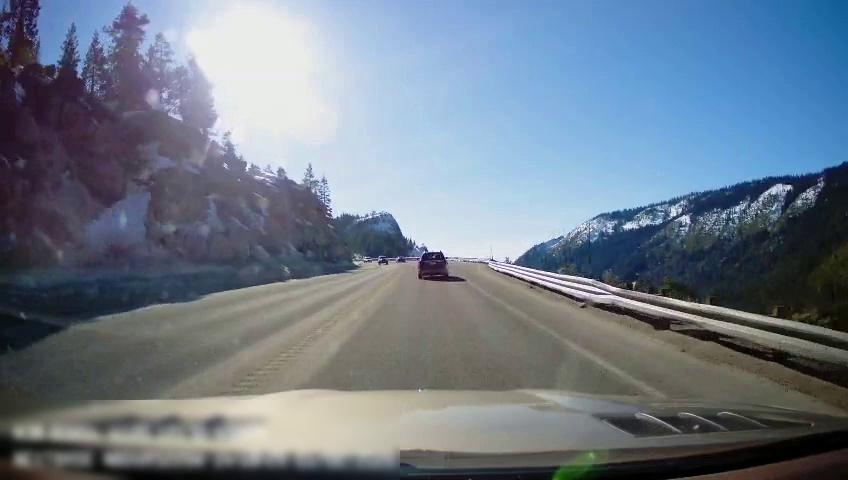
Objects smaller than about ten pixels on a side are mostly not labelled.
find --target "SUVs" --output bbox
[377,255,388,265]
[416,250,450,281]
